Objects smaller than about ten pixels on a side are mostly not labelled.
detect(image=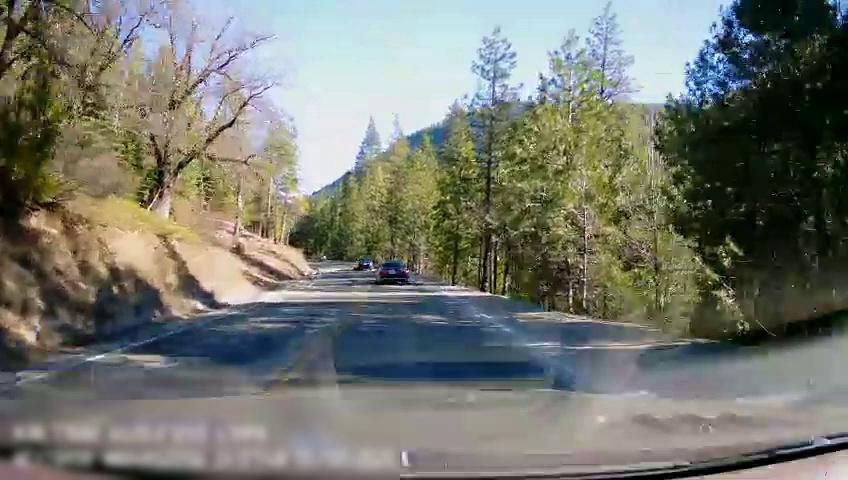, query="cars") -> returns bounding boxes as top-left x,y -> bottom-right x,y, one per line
375,259 -> 409,285
353,258 -> 373,272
